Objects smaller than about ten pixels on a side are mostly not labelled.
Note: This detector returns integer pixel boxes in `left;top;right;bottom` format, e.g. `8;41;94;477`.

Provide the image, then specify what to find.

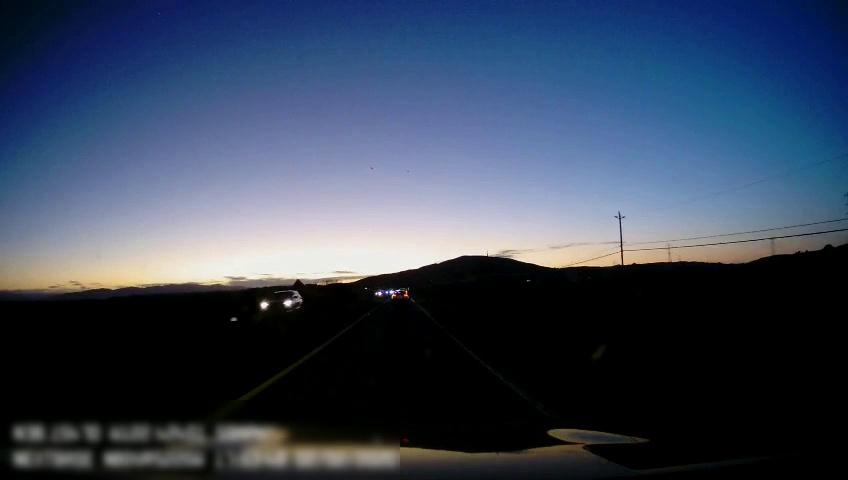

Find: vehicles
391;289;410;303
258;289;303;313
